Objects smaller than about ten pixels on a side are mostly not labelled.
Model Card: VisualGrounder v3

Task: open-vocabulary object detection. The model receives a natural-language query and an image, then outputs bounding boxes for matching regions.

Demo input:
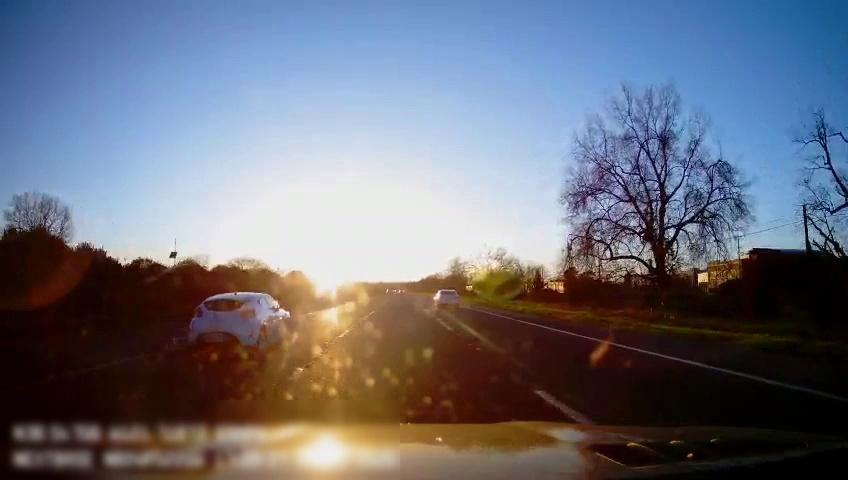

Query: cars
[434,289,459,307]
[186,292,293,365]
